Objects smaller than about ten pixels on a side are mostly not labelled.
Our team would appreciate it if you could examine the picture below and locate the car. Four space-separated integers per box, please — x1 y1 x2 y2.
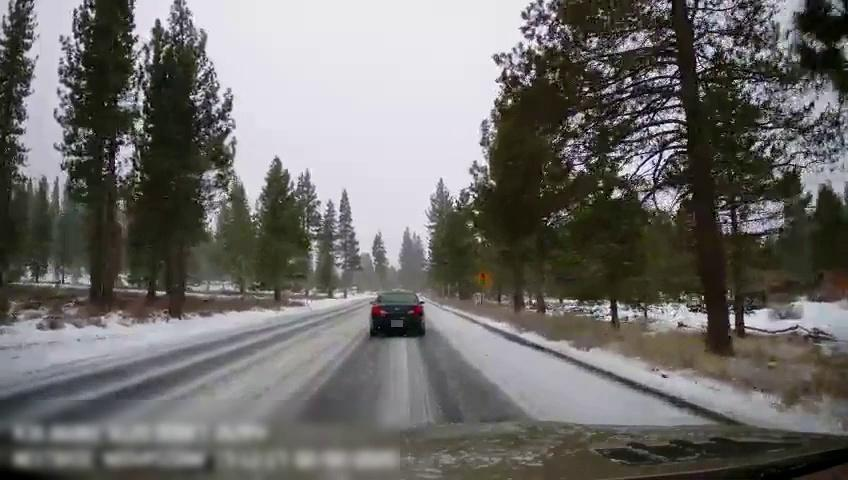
369 292 425 336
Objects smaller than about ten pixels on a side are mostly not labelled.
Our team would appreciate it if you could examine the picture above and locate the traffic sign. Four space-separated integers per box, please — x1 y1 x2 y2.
476 271 490 287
